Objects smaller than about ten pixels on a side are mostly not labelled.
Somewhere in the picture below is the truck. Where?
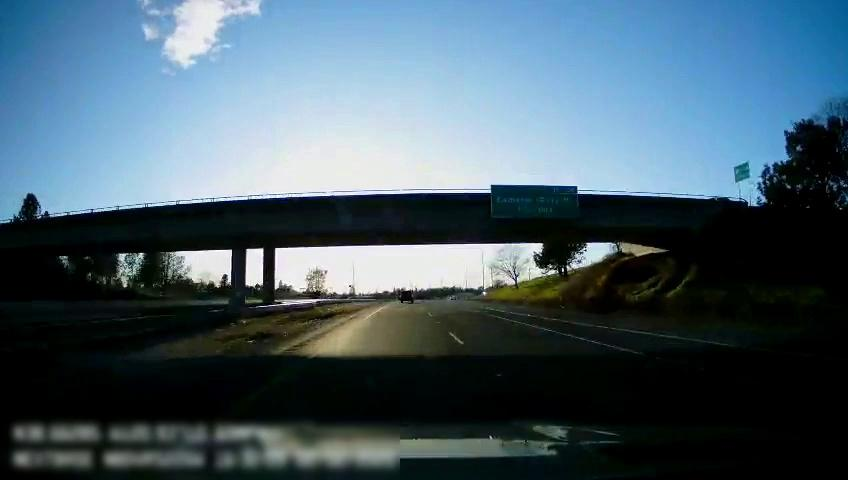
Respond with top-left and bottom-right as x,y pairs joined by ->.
400,290 -> 414,303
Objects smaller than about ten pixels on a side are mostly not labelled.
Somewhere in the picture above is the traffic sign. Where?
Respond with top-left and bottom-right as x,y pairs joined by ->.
490,184 -> 578,221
